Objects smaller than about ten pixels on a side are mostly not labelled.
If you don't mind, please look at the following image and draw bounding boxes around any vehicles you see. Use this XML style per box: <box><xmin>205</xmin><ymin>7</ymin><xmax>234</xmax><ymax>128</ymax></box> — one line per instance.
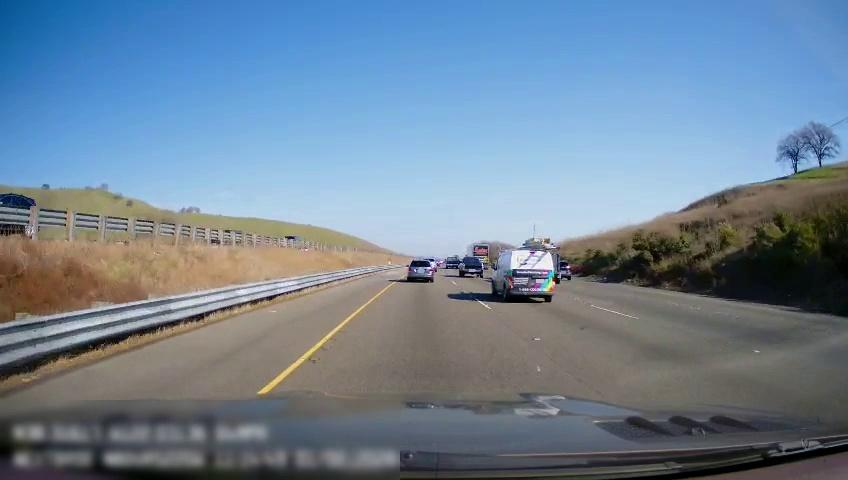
<box><xmin>209</xmin><ymin>229</ymin><xmax>243</xmax><ymax>245</ymax></box>
<box><xmin>0</xmin><ymin>192</ymin><xmax>40</xmax><ymax>240</ymax></box>
<box><xmin>490</xmin><ymin>237</ymin><xmax>558</xmax><ymax>302</ymax></box>
<box><xmin>422</xmin><ymin>257</ymin><xmax>438</xmax><ymax>273</ymax></box>
<box><xmin>466</xmin><ymin>243</ymin><xmax>490</xmax><ymax>270</ymax></box>
<box><xmin>550</xmin><ymin>252</ymin><xmax>561</xmax><ymax>285</ymax></box>
<box><xmin>405</xmin><ymin>260</ymin><xmax>434</xmax><ymax>283</ymax></box>
<box><xmin>456</xmin><ymin>255</ymin><xmax>484</xmax><ymax>279</ymax></box>
<box><xmin>282</xmin><ymin>235</ymin><xmax>302</xmax><ymax>242</ymax></box>
<box><xmin>557</xmin><ymin>259</ymin><xmax>572</xmax><ymax>281</ymax></box>
<box><xmin>445</xmin><ymin>256</ymin><xmax>459</xmax><ymax>269</ymax></box>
